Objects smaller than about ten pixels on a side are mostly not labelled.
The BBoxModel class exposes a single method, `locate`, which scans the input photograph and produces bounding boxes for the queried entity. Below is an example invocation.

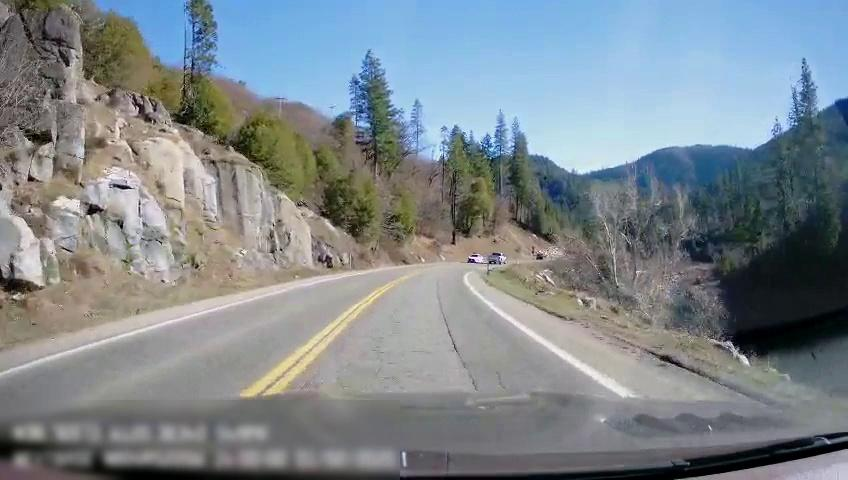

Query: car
[468,253,483,262]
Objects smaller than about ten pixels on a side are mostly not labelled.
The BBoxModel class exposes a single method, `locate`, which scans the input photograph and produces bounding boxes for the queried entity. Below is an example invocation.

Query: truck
[489,252,507,264]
